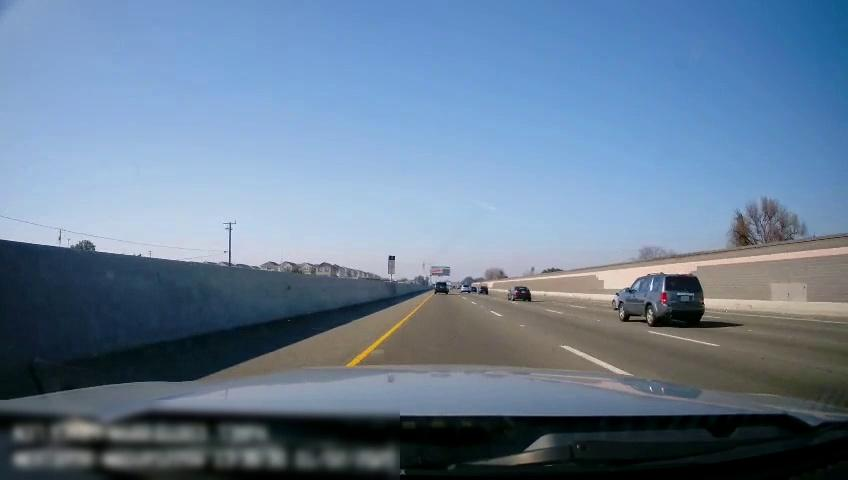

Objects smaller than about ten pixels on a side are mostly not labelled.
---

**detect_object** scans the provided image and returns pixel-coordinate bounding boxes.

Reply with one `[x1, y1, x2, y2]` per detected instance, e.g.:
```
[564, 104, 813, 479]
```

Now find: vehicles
[508, 286, 532, 302]
[434, 281, 448, 295]
[478, 285, 489, 295]
[460, 283, 472, 293]
[611, 292, 620, 311]
[612, 273, 706, 327]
